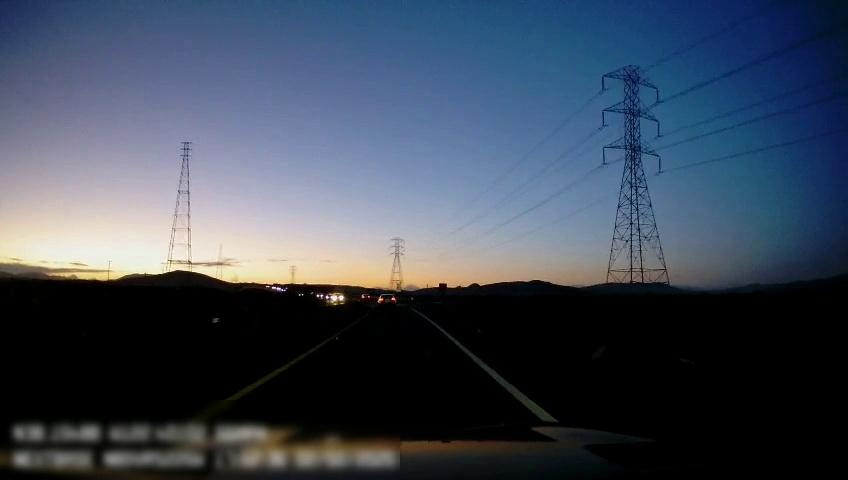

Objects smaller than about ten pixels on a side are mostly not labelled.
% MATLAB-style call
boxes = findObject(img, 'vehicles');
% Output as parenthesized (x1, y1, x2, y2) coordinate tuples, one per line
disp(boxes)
(378, 293, 396, 307)
(331, 293, 346, 304)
